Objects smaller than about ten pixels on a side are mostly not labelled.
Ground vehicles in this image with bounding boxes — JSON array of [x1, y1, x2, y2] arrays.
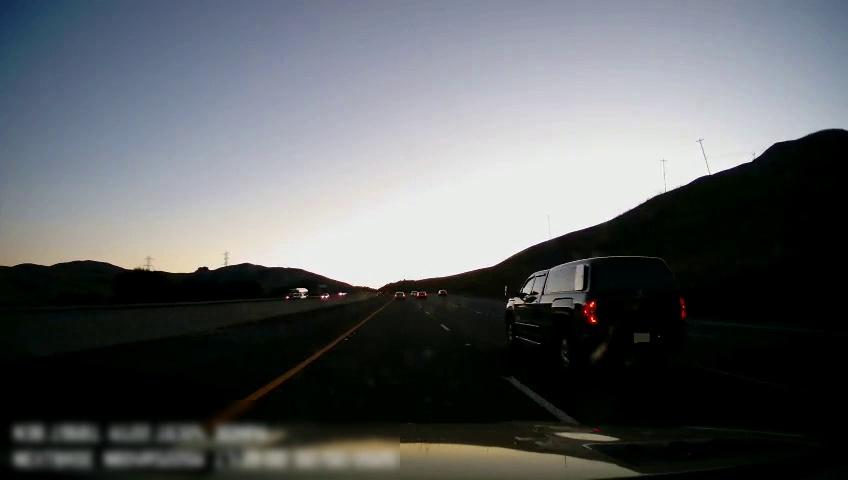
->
[[285, 288, 309, 300], [394, 292, 405, 301], [504, 256, 687, 374], [416, 291, 427, 299], [291, 293, 307, 300], [437, 289, 448, 296]]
